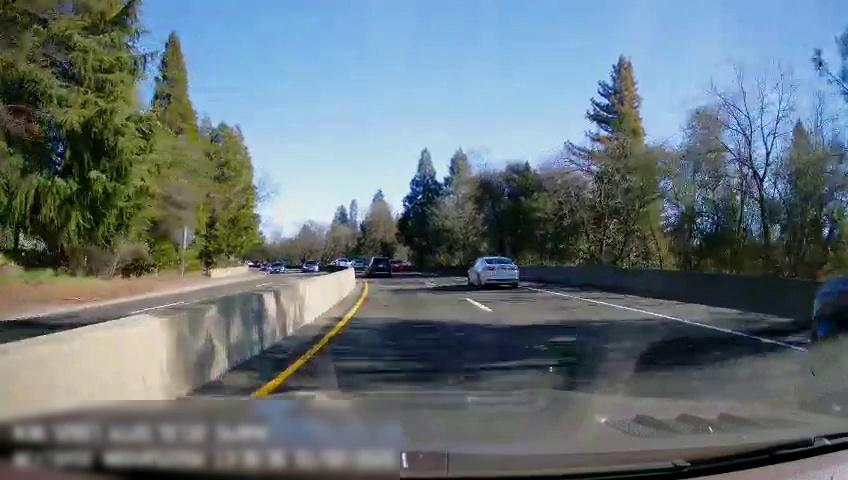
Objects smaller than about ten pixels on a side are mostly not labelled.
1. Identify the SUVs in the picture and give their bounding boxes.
[369,257,392,276]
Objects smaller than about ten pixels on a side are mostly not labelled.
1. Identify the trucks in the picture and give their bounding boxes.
[798,263,848,418]
[334,258,352,269]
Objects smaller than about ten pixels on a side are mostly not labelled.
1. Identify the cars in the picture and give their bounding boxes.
[269,263,285,274]
[465,257,521,289]
[300,260,321,274]
[389,259,403,271]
